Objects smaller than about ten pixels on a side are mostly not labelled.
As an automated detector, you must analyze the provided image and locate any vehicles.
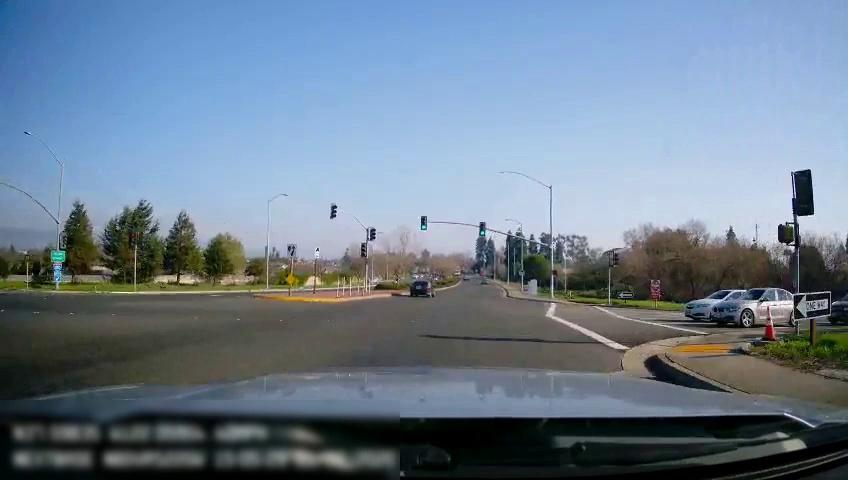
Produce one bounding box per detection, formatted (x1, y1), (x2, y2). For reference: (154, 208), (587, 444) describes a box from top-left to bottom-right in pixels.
(709, 288), (804, 328)
(684, 289), (750, 322)
(827, 294), (848, 325)
(410, 280), (435, 297)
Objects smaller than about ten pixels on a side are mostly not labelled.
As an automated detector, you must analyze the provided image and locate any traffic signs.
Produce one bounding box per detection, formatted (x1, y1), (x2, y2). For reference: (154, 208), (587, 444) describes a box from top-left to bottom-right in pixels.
(53, 270), (62, 283)
(286, 274), (296, 285)
(50, 250), (66, 262)
(650, 280), (661, 291)
(315, 248), (320, 259)
(792, 290), (831, 322)
(618, 292), (636, 300)
(650, 291), (661, 301)
(287, 244), (297, 258)
(52, 263), (63, 270)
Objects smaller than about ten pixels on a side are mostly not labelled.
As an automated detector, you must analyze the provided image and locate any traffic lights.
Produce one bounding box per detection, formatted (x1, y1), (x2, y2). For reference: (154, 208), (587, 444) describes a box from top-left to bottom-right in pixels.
(613, 252), (620, 266)
(129, 232), (136, 248)
(370, 228), (377, 241)
(330, 204), (338, 219)
(793, 168), (815, 217)
(479, 221), (486, 236)
(777, 224), (794, 245)
(361, 243), (367, 257)
(59, 233), (67, 249)
(420, 215), (427, 231)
